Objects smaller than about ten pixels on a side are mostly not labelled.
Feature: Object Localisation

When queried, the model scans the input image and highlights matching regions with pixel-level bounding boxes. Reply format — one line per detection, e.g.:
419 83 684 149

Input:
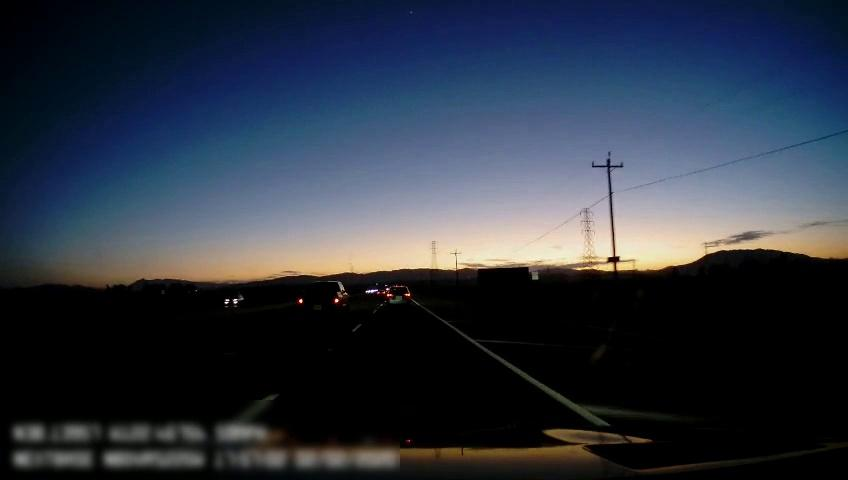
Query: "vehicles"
386 285 412 309
297 280 350 320
224 293 245 306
